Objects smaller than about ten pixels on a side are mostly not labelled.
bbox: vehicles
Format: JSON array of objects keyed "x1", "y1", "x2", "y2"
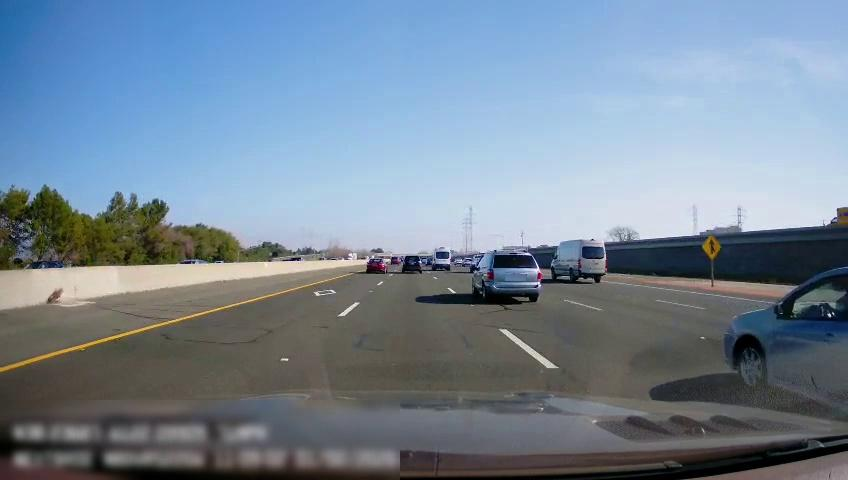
[
  {"x1": 390, "y1": 256, "x2": 401, "y2": 265},
  {"x1": 288, "y1": 256, "x2": 303, "y2": 262},
  {"x1": 431, "y1": 246, "x2": 451, "y2": 271},
  {"x1": 401, "y1": 255, "x2": 423, "y2": 274},
  {"x1": 826, "y1": 205, "x2": 848, "y2": 227},
  {"x1": 550, "y1": 238, "x2": 607, "y2": 284},
  {"x1": 176, "y1": 258, "x2": 211, "y2": 265},
  {"x1": 723, "y1": 265, "x2": 848, "y2": 414},
  {"x1": 366, "y1": 258, "x2": 388, "y2": 274},
  {"x1": 471, "y1": 250, "x2": 544, "y2": 304},
  {"x1": 22, "y1": 260, "x2": 64, "y2": 270},
  {"x1": 503, "y1": 245, "x2": 527, "y2": 254},
  {"x1": 469, "y1": 254, "x2": 484, "y2": 274}
]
